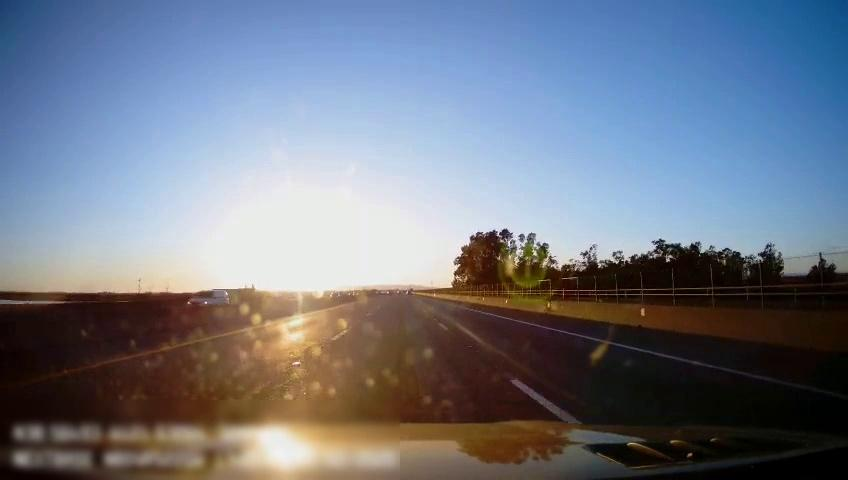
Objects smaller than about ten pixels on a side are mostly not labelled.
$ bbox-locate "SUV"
[185,289,230,307]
